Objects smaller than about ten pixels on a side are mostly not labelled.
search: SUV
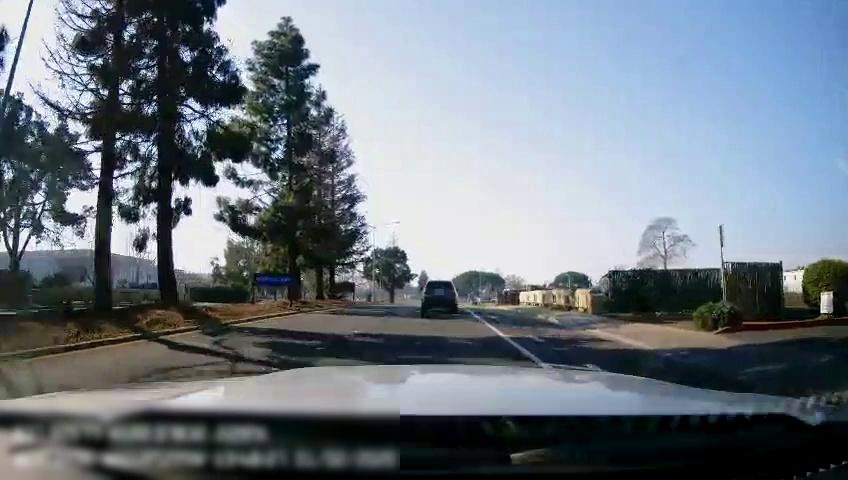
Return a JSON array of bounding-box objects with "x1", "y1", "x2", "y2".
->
[{"x1": 421, "y1": 280, "x2": 457, "y2": 313}]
